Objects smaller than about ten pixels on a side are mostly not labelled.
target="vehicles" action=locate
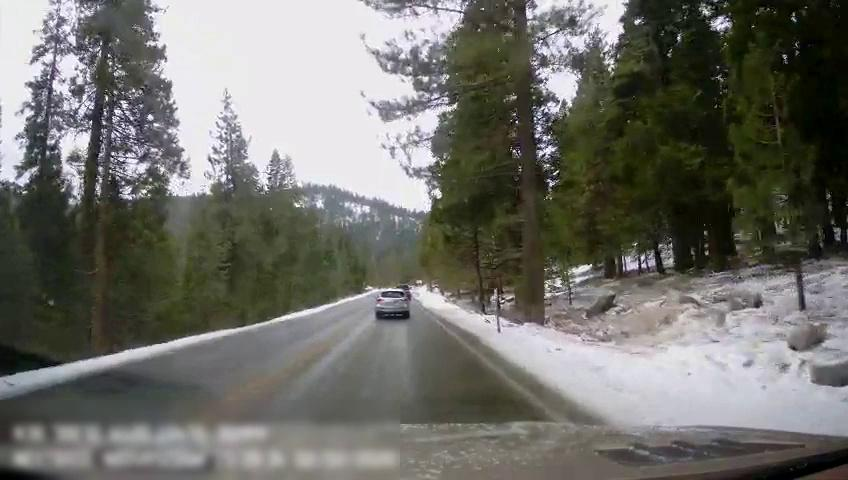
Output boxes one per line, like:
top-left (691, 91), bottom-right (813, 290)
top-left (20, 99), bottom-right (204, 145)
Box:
top-left (394, 283), bottom-right (411, 300)
top-left (375, 289), bottom-right (410, 319)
